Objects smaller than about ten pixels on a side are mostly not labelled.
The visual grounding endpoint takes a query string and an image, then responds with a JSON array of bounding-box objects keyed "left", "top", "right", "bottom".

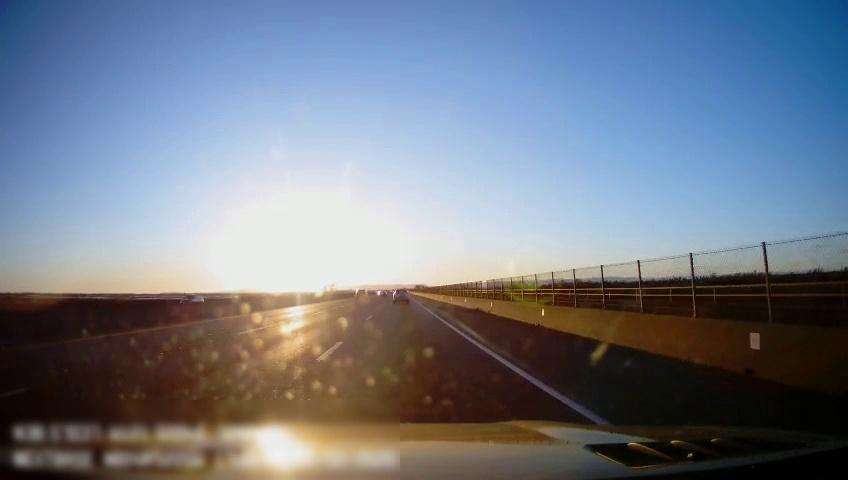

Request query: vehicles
[
  {"left": 392, "top": 288, "right": 410, "bottom": 304},
  {"left": 355, "top": 289, "right": 368, "bottom": 300},
  {"left": 179, "top": 294, "right": 205, "bottom": 305}
]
